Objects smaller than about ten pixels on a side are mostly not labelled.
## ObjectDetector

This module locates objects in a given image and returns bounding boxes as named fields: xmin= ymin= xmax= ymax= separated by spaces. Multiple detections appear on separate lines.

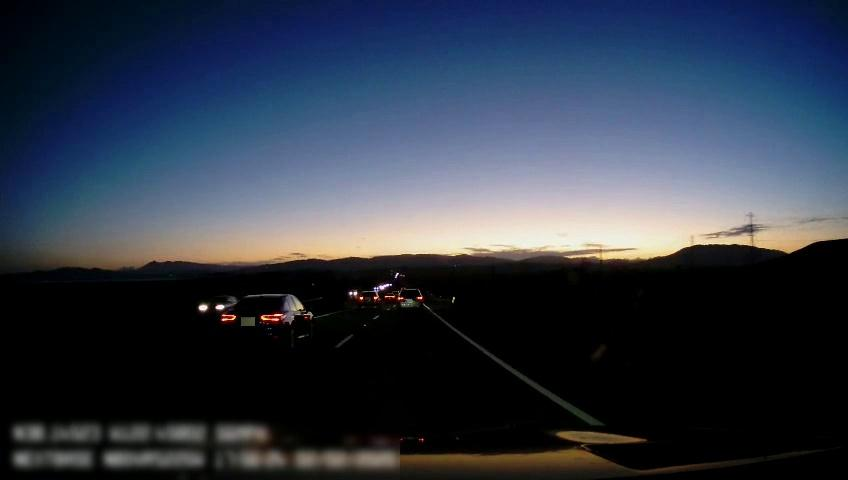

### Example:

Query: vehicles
xmin=397 ymin=288 xmax=424 ymax=313
xmin=196 ymin=295 xmax=239 ymax=317
xmin=384 ymin=292 xmax=397 ymax=302
xmin=357 ymin=290 xmax=381 ymax=309
xmin=220 ymin=294 xmax=315 ymax=350
xmin=346 ymin=289 xmax=359 ymax=299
